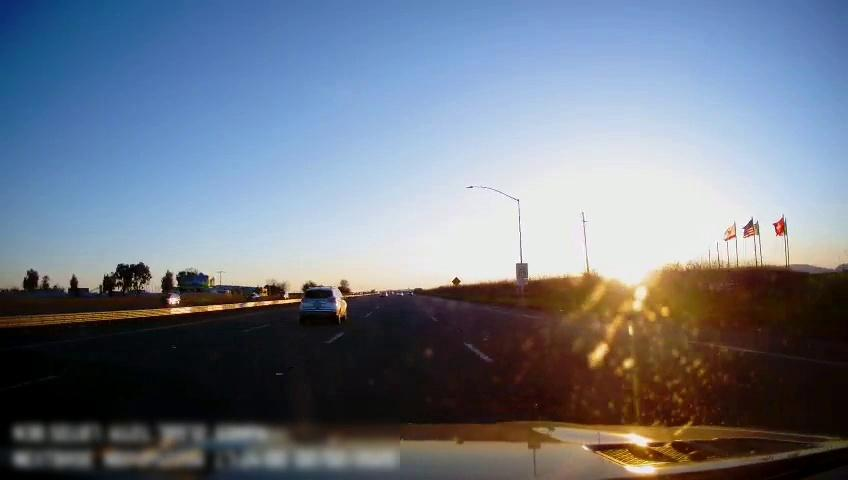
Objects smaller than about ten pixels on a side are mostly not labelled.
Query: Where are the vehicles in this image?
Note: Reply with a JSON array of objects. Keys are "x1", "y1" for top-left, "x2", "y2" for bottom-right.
[
  {"x1": 245, "y1": 293, "x2": 261, "y2": 302},
  {"x1": 157, "y1": 293, "x2": 181, "y2": 306},
  {"x1": 277, "y1": 291, "x2": 289, "y2": 299},
  {"x1": 299, "y1": 287, "x2": 348, "y2": 324}
]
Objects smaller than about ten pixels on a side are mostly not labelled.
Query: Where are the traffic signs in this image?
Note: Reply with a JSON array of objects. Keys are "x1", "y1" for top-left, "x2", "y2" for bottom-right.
[
  {"x1": 517, "y1": 279, "x2": 528, "y2": 286},
  {"x1": 516, "y1": 263, "x2": 529, "y2": 279}
]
